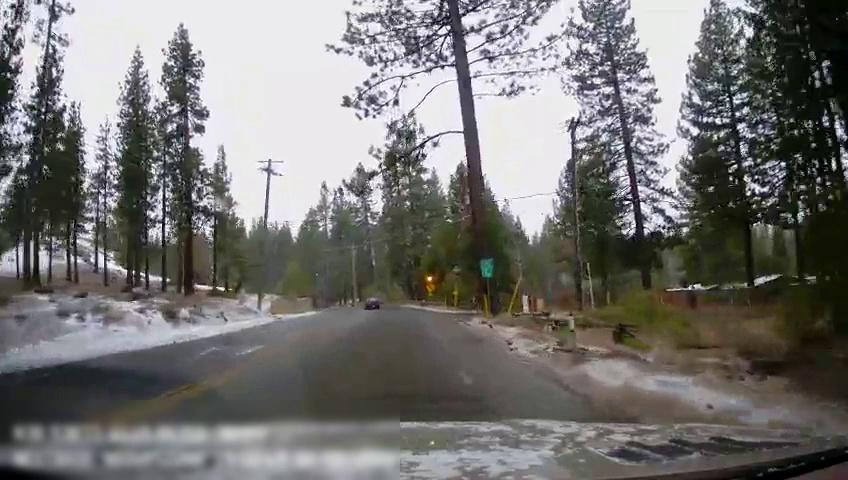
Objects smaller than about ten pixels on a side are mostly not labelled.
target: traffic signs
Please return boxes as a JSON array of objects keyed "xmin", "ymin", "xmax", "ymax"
[
  {"xmin": 425, "ymin": 278, "xmax": 438, "ymax": 290},
  {"xmin": 480, "ymin": 258, "xmax": 496, "ymax": 280}
]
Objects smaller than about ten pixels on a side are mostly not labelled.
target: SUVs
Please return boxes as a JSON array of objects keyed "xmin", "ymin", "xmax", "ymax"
[{"xmin": 365, "ymin": 296, "xmax": 381, "ymax": 310}]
